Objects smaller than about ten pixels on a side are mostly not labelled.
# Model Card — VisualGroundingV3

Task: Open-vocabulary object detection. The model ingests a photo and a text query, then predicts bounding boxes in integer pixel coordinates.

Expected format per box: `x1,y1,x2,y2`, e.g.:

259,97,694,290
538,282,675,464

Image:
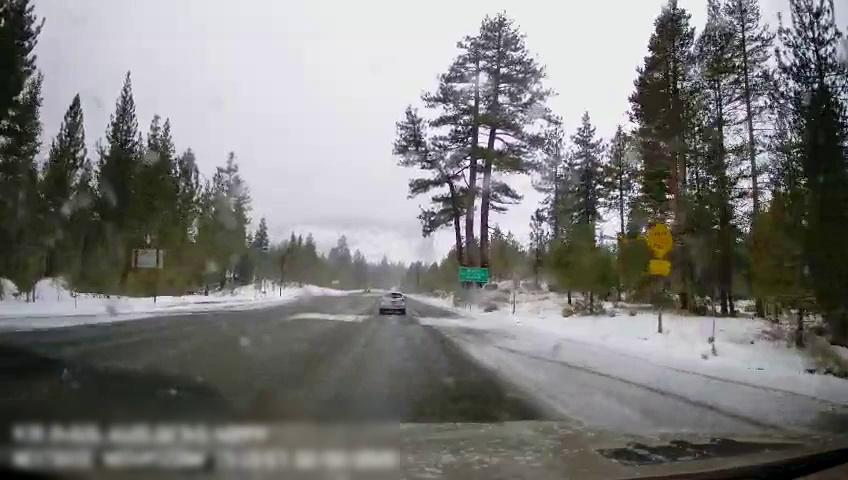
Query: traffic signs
647,258,672,276
458,265,490,284
645,222,675,259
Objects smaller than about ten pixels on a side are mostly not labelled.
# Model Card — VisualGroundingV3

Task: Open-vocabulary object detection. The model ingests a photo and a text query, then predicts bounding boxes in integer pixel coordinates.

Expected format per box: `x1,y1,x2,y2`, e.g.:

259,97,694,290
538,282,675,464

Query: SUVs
378,291,407,315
